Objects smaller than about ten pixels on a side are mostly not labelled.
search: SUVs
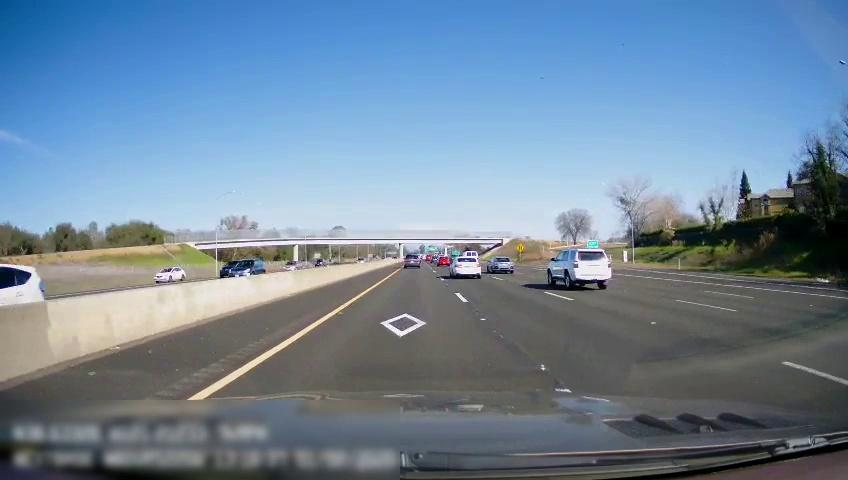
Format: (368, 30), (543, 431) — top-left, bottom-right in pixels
(0, 263), (49, 307)
(545, 248), (612, 291)
(404, 254), (421, 270)
(227, 259), (267, 278)
(219, 260), (255, 278)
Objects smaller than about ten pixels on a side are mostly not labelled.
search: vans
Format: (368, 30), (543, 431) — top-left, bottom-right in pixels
(465, 250), (478, 263)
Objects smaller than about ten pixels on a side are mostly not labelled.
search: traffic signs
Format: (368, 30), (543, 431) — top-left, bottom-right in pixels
(586, 240), (599, 250)
(515, 242), (527, 254)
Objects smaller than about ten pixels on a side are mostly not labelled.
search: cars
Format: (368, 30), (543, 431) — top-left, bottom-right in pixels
(153, 266), (187, 284)
(449, 256), (482, 279)
(437, 256), (450, 267)
(486, 256), (514, 274)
